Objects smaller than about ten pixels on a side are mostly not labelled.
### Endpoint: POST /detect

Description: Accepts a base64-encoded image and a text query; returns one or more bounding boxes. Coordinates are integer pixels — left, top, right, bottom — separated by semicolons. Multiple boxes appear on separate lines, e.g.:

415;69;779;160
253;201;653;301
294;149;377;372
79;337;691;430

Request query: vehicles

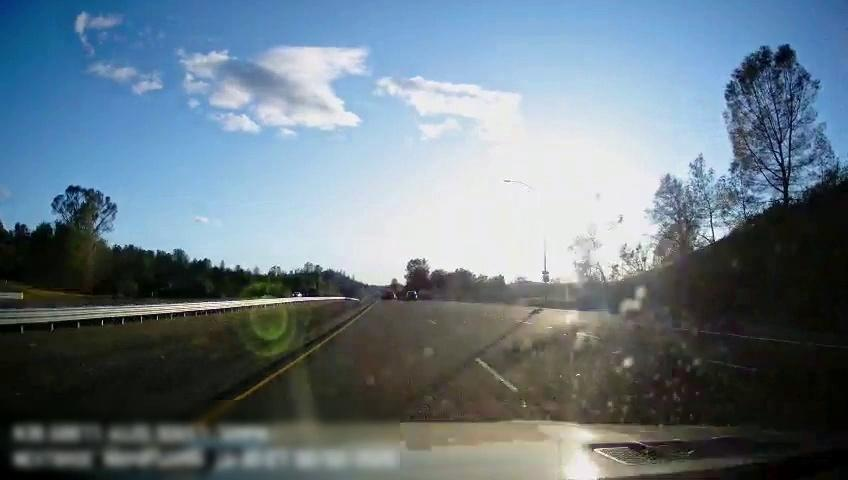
382;291;393;300
291;291;303;298
405;291;418;302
